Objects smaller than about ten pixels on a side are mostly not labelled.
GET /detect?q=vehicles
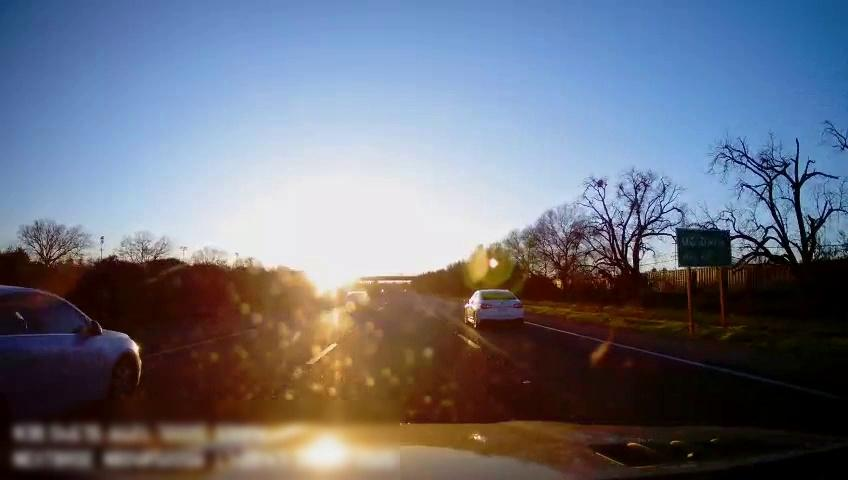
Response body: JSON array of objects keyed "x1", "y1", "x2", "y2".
[
  {"x1": 345, "y1": 291, "x2": 370, "y2": 313},
  {"x1": 463, "y1": 290, "x2": 524, "y2": 332},
  {"x1": 0, "y1": 284, "x2": 142, "y2": 439}
]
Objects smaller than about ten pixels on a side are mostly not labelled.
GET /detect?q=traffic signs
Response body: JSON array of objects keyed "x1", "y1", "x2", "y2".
[{"x1": 676, "y1": 226, "x2": 734, "y2": 267}]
